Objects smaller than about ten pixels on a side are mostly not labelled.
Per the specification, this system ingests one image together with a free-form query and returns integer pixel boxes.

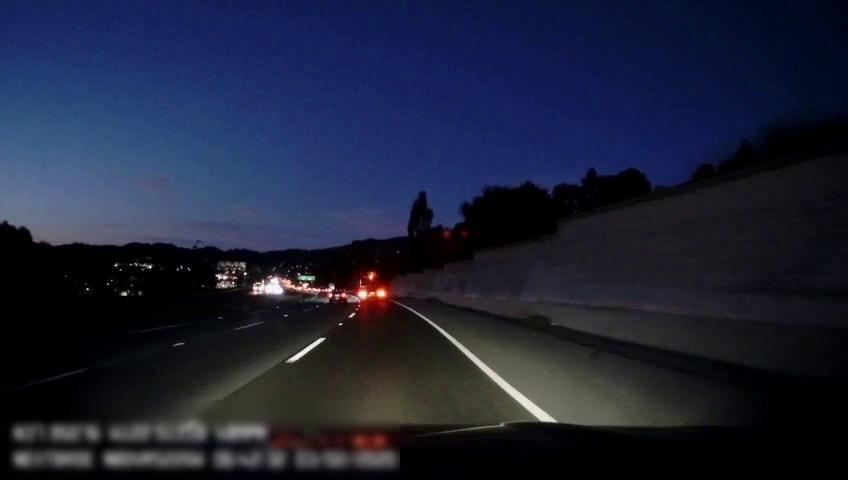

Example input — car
[328,288,348,305]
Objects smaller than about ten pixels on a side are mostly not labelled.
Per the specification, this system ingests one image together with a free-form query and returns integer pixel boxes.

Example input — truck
[358,271,386,305]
